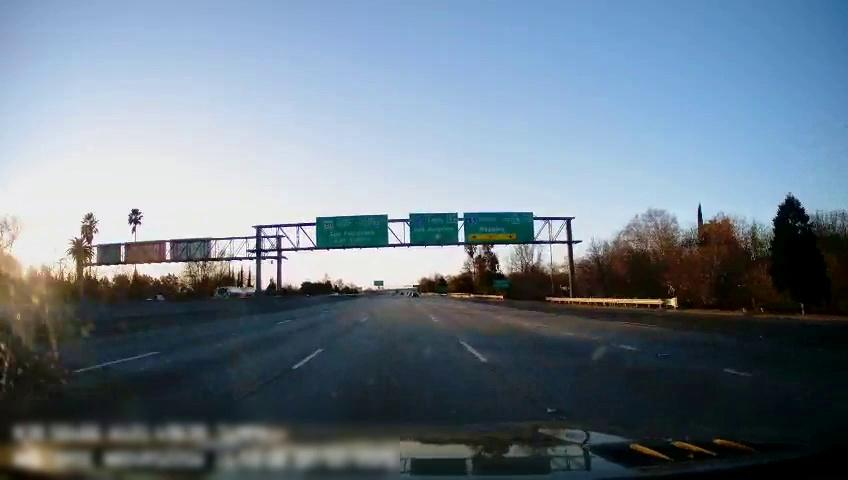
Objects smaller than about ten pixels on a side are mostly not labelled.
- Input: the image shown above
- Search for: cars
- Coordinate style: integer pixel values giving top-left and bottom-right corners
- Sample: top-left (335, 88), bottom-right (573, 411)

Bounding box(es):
top-left (144, 294), bottom-right (164, 303)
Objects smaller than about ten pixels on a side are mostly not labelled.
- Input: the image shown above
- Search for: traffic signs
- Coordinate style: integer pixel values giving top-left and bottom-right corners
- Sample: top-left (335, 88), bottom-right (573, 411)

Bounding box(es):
top-left (316, 214), bottom-right (389, 246)
top-left (463, 212), bottom-right (534, 242)
top-left (494, 279), bottom-right (511, 288)
top-left (409, 213), bottom-right (459, 244)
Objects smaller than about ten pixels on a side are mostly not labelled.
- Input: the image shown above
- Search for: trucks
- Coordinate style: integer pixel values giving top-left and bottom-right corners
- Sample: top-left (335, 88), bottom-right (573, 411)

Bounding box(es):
top-left (212, 286), bottom-right (256, 301)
